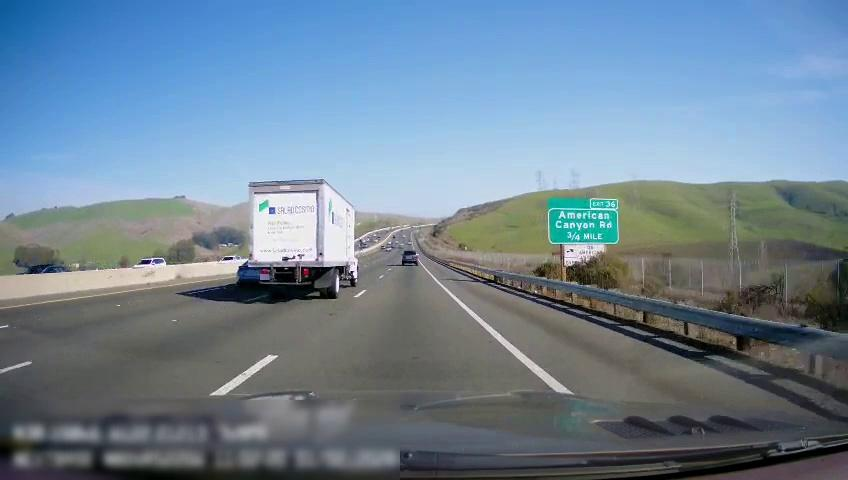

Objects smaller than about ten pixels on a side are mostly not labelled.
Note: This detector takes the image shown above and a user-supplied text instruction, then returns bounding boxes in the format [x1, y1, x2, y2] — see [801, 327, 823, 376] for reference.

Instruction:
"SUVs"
[132, 257, 167, 269]
[220, 255, 237, 261]
[401, 250, 419, 266]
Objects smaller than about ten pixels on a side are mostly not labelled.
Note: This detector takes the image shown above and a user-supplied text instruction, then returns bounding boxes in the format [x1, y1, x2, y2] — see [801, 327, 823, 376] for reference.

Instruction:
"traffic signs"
[547, 196, 619, 245]
[563, 243, 606, 267]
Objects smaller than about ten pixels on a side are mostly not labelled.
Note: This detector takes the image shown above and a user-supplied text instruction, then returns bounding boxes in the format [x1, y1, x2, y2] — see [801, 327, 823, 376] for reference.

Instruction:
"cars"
[236, 258, 274, 284]
[15, 263, 65, 276]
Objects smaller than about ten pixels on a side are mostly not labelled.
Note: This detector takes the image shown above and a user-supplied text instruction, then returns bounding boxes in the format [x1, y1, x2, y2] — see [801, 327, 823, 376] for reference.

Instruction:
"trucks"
[249, 178, 364, 298]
